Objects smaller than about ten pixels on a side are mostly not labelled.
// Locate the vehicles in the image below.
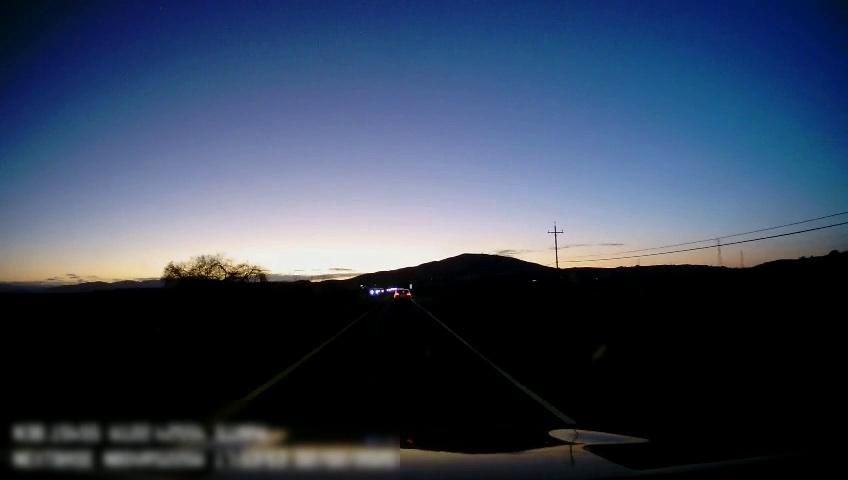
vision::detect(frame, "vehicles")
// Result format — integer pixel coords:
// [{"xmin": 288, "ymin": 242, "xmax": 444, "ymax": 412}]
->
[
  {"xmin": 394, "ymin": 289, "xmax": 413, "ymax": 303},
  {"xmin": 369, "ymin": 287, "xmax": 379, "ymax": 296}
]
